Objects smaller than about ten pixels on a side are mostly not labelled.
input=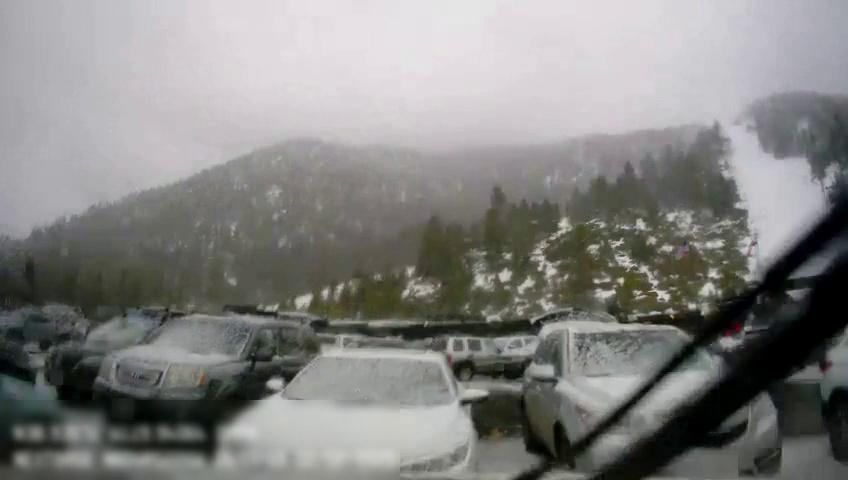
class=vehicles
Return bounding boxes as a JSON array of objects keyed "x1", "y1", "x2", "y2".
[
  {"x1": 493, "y1": 339, "x2": 540, "y2": 380},
  {"x1": 0, "y1": 337, "x2": 40, "y2": 387},
  {"x1": 494, "y1": 336, "x2": 537, "y2": 352},
  {"x1": 736, "y1": 327, "x2": 805, "y2": 378},
  {"x1": 772, "y1": 321, "x2": 800, "y2": 333},
  {"x1": 799, "y1": 329, "x2": 822, "y2": 362},
  {"x1": 96, "y1": 315, "x2": 322, "y2": 458},
  {"x1": 0, "y1": 308, "x2": 83, "y2": 354},
  {"x1": 46, "y1": 318, "x2": 170, "y2": 403},
  {"x1": 0, "y1": 372, "x2": 71, "y2": 467},
  {"x1": 318, "y1": 333, "x2": 368, "y2": 349},
  {"x1": 818, "y1": 322, "x2": 847, "y2": 362},
  {"x1": 343, "y1": 338, "x2": 426, "y2": 351},
  {"x1": 687, "y1": 335, "x2": 726, "y2": 357},
  {"x1": 429, "y1": 336, "x2": 505, "y2": 383},
  {"x1": 214, "y1": 348, "x2": 491, "y2": 473},
  {"x1": 523, "y1": 321, "x2": 783, "y2": 478},
  {"x1": 820, "y1": 332, "x2": 848, "y2": 465}
]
